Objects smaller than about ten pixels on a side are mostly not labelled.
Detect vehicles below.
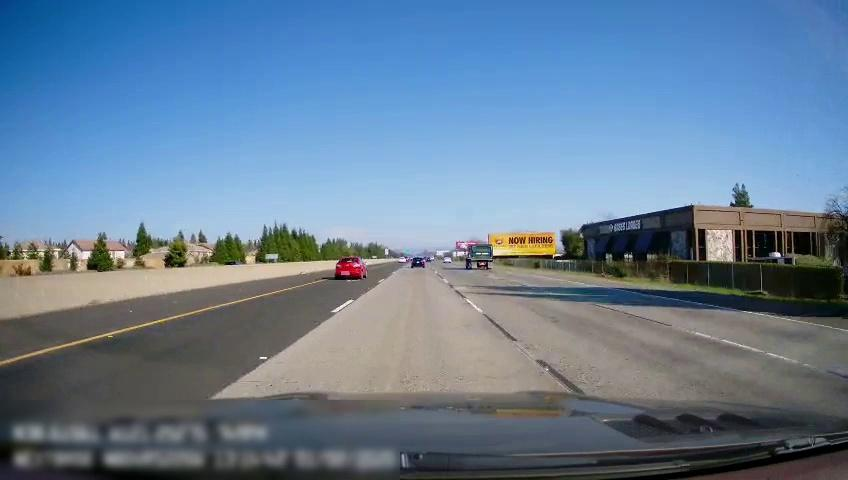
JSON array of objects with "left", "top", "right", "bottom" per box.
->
[
  {"left": 334, "top": 255, "right": 369, "bottom": 280},
  {"left": 224, "top": 261, "right": 239, "bottom": 266},
  {"left": 410, "top": 257, "right": 425, "bottom": 269},
  {"left": 465, "top": 244, "right": 494, "bottom": 271}
]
